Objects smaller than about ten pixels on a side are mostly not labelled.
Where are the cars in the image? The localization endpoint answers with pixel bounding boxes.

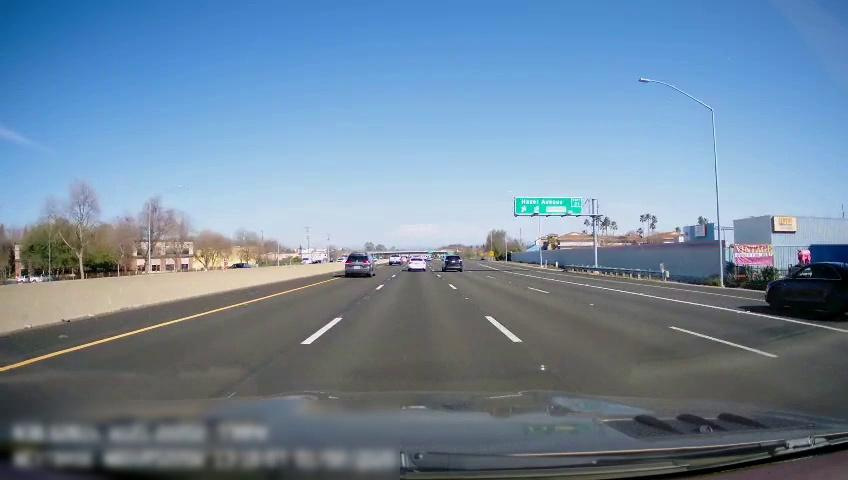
[764,261,848,320]
[407,257,426,272]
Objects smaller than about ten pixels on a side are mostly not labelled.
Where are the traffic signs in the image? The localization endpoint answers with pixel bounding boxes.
[512,195,584,218]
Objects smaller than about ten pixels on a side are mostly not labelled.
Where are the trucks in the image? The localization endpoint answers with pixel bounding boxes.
[389,254,402,267]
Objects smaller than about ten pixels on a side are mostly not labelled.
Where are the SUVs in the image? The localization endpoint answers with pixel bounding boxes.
[343,252,377,278]
[441,255,463,272]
